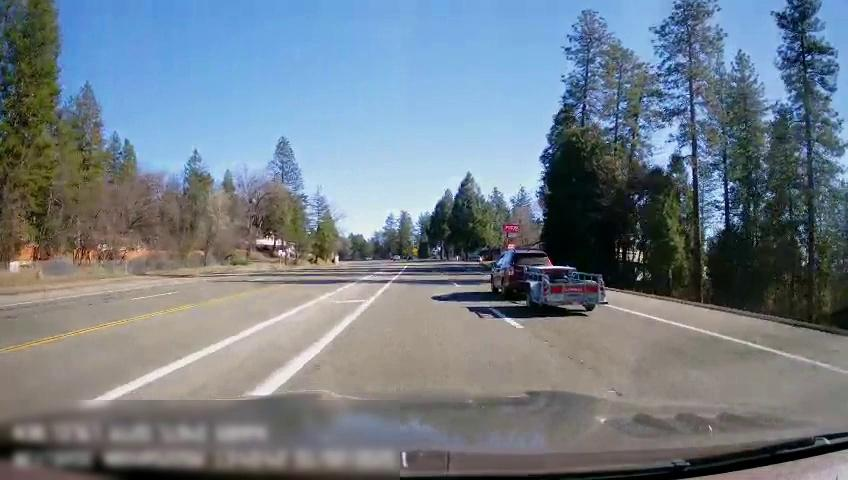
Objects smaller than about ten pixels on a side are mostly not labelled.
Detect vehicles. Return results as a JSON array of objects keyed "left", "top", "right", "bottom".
[
  {"left": 488, "top": 247, "right": 556, "bottom": 300},
  {"left": 526, "top": 264, "right": 609, "bottom": 312}
]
